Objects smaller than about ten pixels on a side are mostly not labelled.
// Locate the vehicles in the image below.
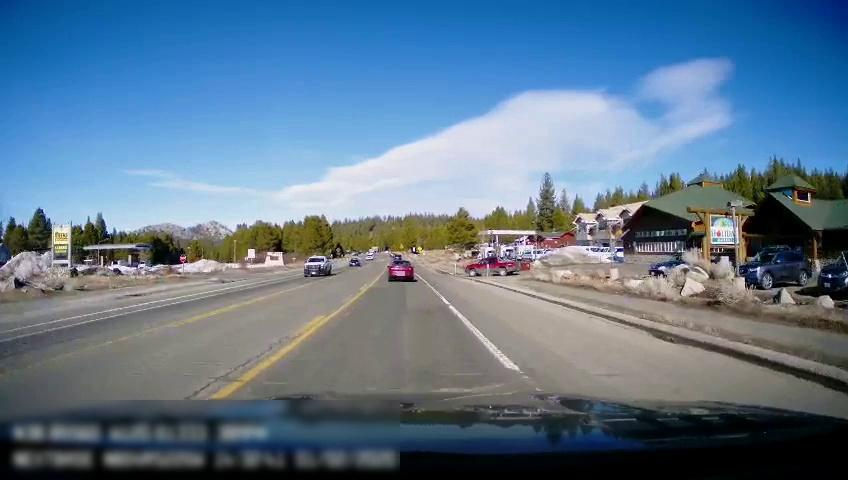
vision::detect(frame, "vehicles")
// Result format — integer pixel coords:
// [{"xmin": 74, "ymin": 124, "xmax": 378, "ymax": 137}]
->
[
  {"xmin": 580, "ymin": 246, "xmax": 599, "ymax": 256},
  {"xmin": 386, "ymin": 259, "xmax": 416, "ymax": 282},
  {"xmin": 392, "ymin": 254, "xmax": 404, "ymax": 260},
  {"xmin": 738, "ymin": 252, "xmax": 814, "ymax": 291},
  {"xmin": 520, "ymin": 250, "xmax": 545, "ymax": 262},
  {"xmin": 817, "ymin": 253, "xmax": 848, "ymax": 298},
  {"xmin": 463, "ymin": 255, "xmax": 520, "ymax": 276},
  {"xmin": 506, "ymin": 245, "xmax": 535, "ymax": 261},
  {"xmin": 304, "ymin": 255, "xmax": 334, "ymax": 277},
  {"xmin": 649, "ymin": 255, "xmax": 689, "ymax": 280},
  {"xmin": 588, "ymin": 247, "xmax": 624, "ymax": 263},
  {"xmin": 348, "ymin": 259, "xmax": 361, "ymax": 267}
]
